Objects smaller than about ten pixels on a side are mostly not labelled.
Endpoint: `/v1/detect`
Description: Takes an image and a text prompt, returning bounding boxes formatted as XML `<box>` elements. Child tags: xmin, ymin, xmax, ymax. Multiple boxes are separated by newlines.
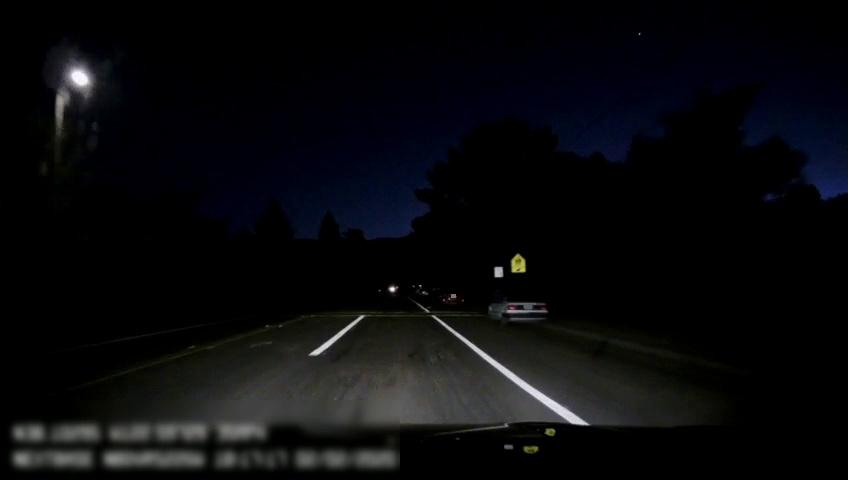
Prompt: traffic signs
<box><xmin>511</xmin><ymin>253</ymin><xmax>526</xmax><ymax>268</ymax></box>
<box><xmin>494</xmin><ymin>266</ymin><xmax>503</xmax><ymax>278</ymax></box>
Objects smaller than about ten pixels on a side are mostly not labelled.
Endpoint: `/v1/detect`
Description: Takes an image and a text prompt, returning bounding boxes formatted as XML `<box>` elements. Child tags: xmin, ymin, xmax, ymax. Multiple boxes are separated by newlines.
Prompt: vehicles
<box><xmin>441</xmin><ymin>287</ymin><xmax>465</xmax><ymax>309</ymax></box>
<box><xmin>487</xmin><ymin>287</ymin><xmax>548</xmax><ymax>328</ymax></box>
